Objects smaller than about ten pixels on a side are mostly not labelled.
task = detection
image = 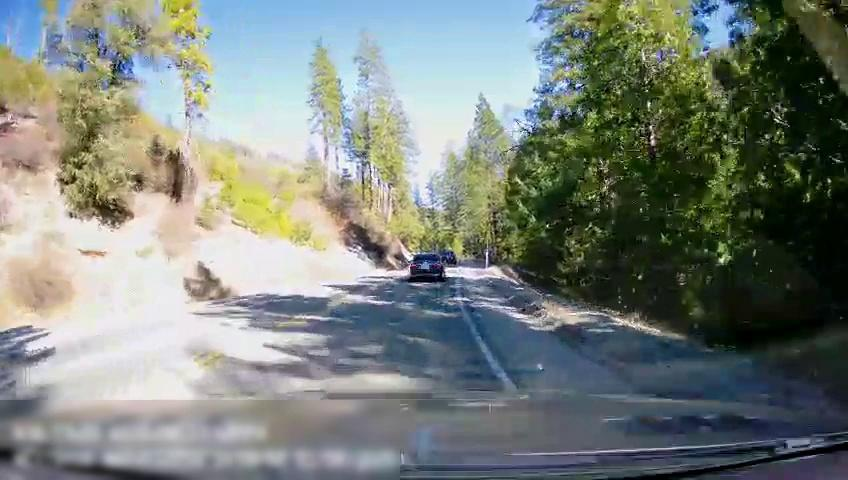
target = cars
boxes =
[407,254,446,281]
[438,249,456,264]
